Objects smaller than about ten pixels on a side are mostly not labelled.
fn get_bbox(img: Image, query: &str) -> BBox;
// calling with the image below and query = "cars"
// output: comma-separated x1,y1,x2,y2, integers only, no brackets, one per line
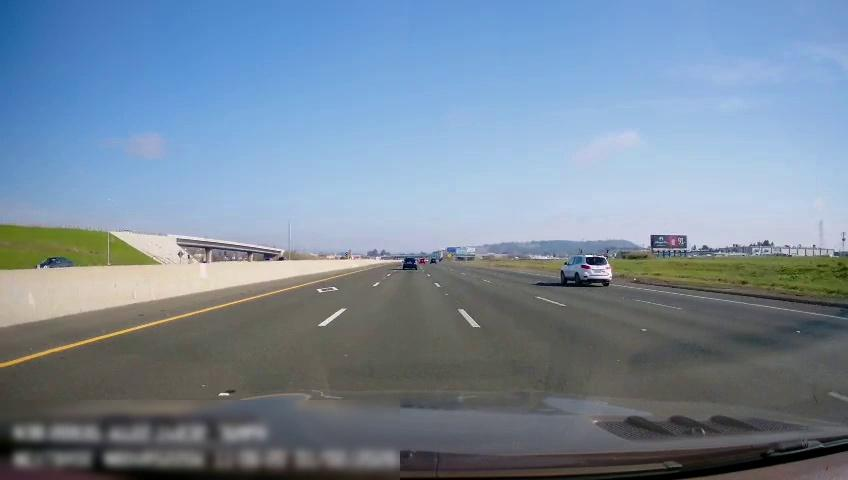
33,257,74,270
403,259,417,270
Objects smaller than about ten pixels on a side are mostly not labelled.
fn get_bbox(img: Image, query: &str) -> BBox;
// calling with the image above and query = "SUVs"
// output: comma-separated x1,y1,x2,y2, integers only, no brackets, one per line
560,255,612,287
